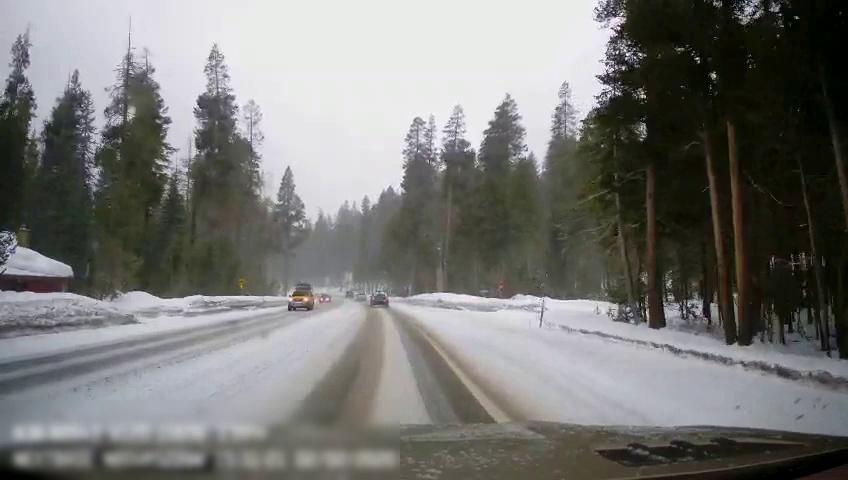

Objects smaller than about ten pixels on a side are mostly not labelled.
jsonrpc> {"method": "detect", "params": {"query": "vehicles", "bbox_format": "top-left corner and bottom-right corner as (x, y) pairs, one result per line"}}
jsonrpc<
(369, 290), (389, 308)
(319, 294), (332, 303)
(356, 293), (367, 301)
(287, 283), (315, 311)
